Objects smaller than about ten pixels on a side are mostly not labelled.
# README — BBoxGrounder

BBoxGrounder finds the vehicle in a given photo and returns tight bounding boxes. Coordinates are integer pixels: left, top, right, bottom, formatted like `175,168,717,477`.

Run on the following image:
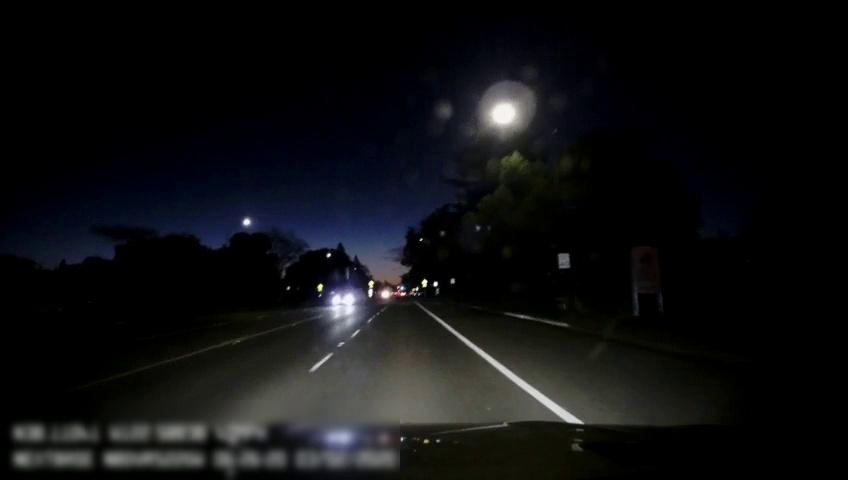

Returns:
332,288,362,306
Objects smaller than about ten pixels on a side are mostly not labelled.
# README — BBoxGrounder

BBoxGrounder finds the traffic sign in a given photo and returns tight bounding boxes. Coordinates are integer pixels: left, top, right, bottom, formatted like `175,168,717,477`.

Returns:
558,253,570,269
